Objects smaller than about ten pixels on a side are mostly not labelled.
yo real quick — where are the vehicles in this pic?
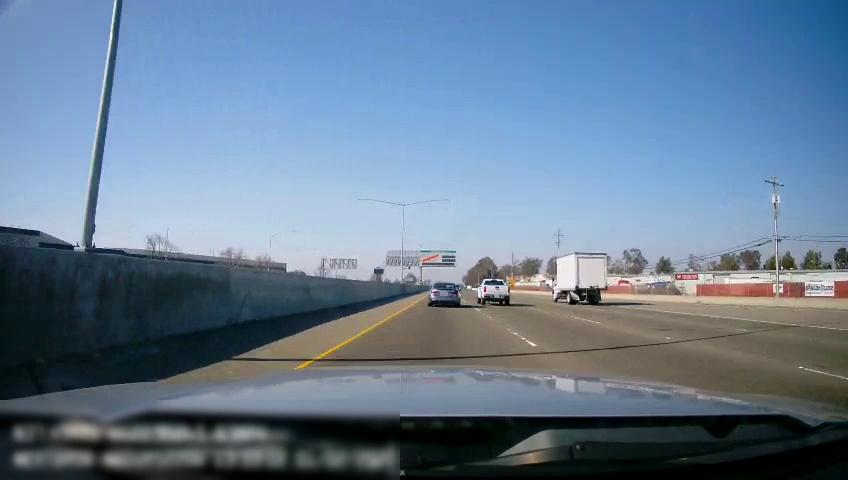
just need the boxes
[551,253,609,305]
[477,279,511,306]
[426,282,462,308]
